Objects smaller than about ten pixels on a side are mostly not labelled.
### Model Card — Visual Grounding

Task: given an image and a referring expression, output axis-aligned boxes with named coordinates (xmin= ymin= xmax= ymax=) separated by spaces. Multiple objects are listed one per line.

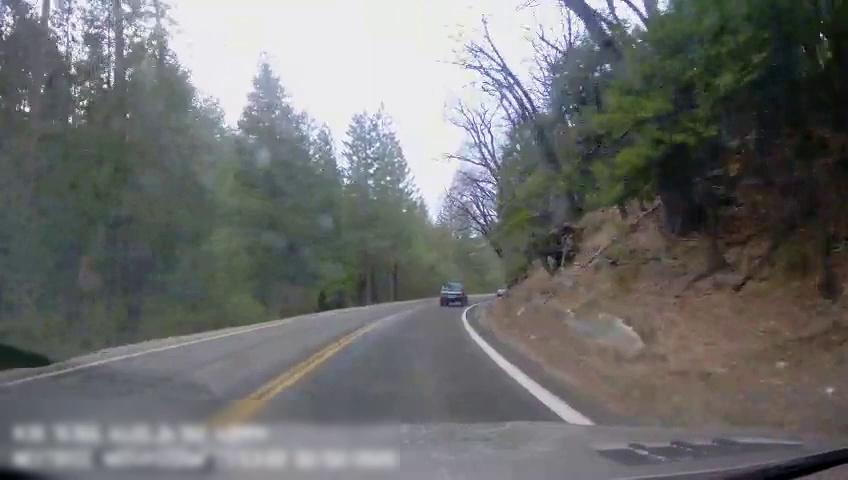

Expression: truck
xmin=439 ymin=281 xmax=468 ymax=307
